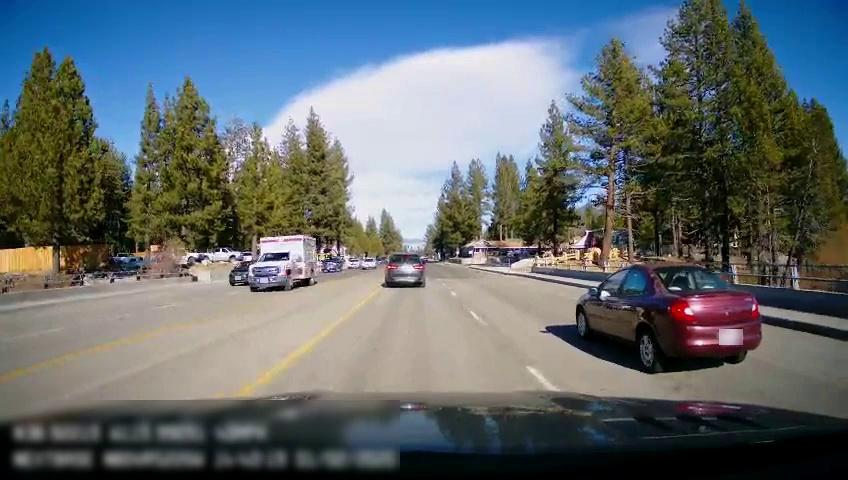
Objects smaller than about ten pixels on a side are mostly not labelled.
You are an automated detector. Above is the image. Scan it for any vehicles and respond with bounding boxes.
[202,249,238,263]
[385,253,426,287]
[228,261,255,287]
[152,249,201,268]
[347,259,361,271]
[359,258,377,271]
[248,236,317,292]
[323,257,342,273]
[575,263,761,372]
